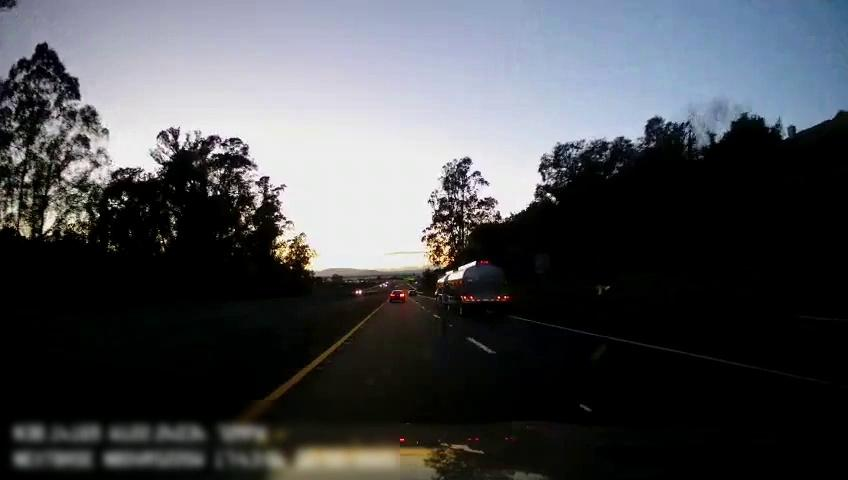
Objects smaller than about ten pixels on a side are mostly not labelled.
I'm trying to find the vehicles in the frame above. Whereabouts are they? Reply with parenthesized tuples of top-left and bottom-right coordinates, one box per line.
(443, 260, 512, 318)
(388, 289, 406, 304)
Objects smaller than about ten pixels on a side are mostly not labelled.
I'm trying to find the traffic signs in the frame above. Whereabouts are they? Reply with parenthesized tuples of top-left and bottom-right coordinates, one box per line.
(402, 276, 415, 282)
